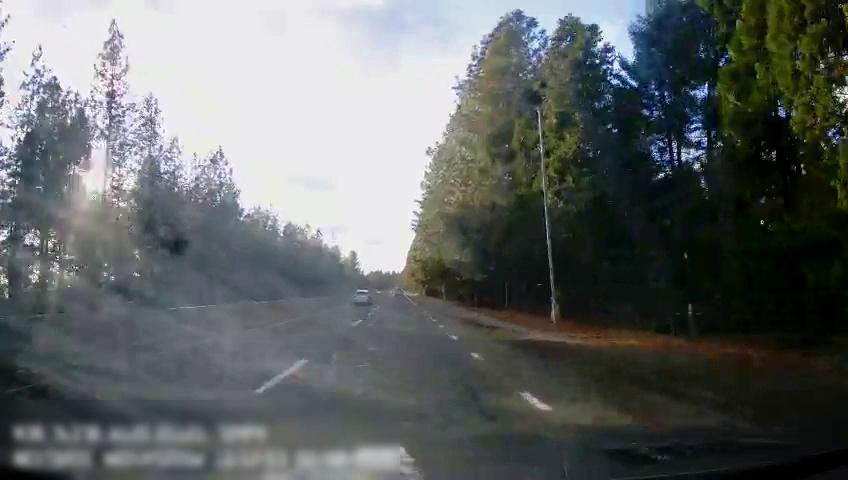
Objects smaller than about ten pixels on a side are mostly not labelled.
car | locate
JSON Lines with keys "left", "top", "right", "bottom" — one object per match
{"left": 353, "top": 288, "right": 372, "bottom": 306}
